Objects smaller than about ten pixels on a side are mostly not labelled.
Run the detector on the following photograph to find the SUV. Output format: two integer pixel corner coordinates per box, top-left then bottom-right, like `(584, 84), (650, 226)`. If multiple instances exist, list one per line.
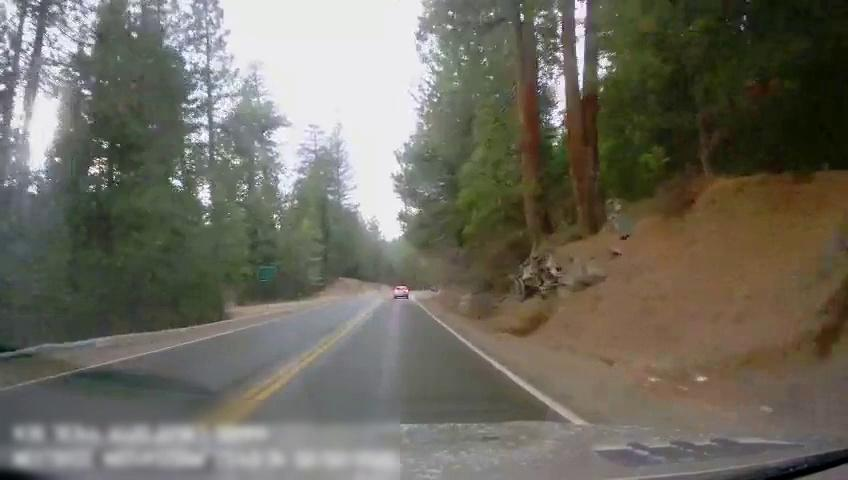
(393, 285), (409, 299)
